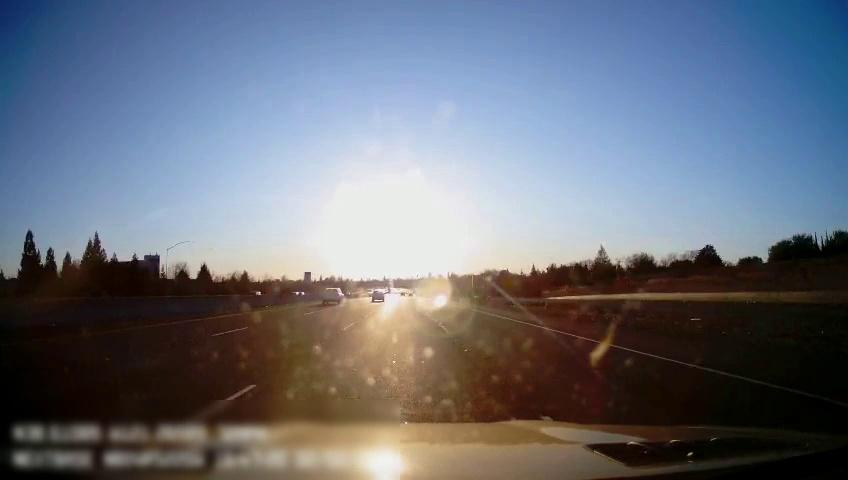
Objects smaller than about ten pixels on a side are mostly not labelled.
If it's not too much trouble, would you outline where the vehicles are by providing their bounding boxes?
[371,290,384,302]
[289,291,306,297]
[247,290,262,296]
[322,287,343,304]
